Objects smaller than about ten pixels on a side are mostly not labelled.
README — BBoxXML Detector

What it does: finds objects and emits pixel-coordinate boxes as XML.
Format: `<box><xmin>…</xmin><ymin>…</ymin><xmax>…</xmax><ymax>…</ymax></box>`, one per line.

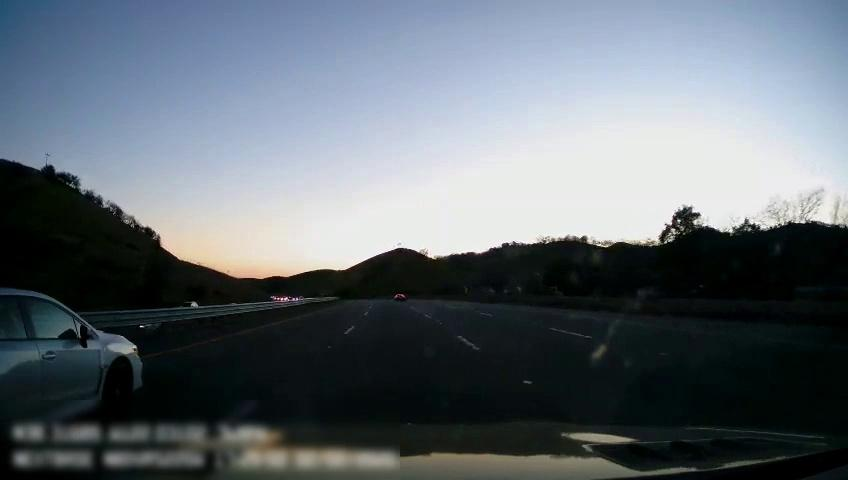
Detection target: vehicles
<box><xmin>0</xmin><ymin>288</ymin><xmax>145</xmax><ymax>443</ymax></box>
<box><xmin>394</xmin><ymin>293</ymin><xmax>406</xmax><ymax>301</ymax></box>
<box><xmin>180</xmin><ymin>300</ymin><xmax>200</xmax><ymax>308</ymax></box>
